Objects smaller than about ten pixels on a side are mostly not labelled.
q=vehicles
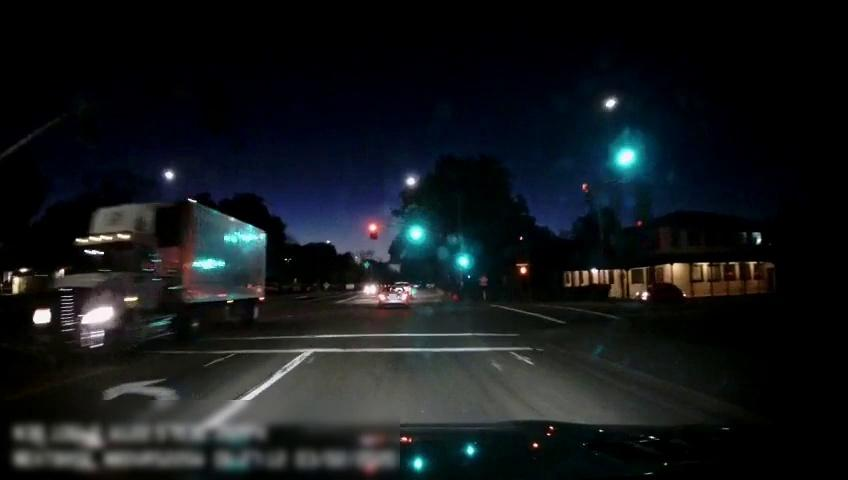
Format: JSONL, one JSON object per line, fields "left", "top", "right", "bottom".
{"left": 425, "top": 281, "right": 435, "bottom": 290}
{"left": 378, "top": 284, "right": 409, "bottom": 310}
{"left": 26, "top": 201, "right": 267, "bottom": 366}
{"left": 635, "top": 283, "right": 685, "bottom": 302}
{"left": 394, "top": 282, "right": 412, "bottom": 299}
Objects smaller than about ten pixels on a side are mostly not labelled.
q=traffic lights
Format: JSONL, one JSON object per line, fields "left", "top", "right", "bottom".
{"left": 460, "top": 249, "right": 469, "bottom": 267}
{"left": 581, "top": 181, "right": 592, "bottom": 206}
{"left": 368, "top": 220, "right": 376, "bottom": 239}
{"left": 412, "top": 222, "right": 420, "bottom": 241}
{"left": 621, "top": 146, "right": 634, "bottom": 170}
